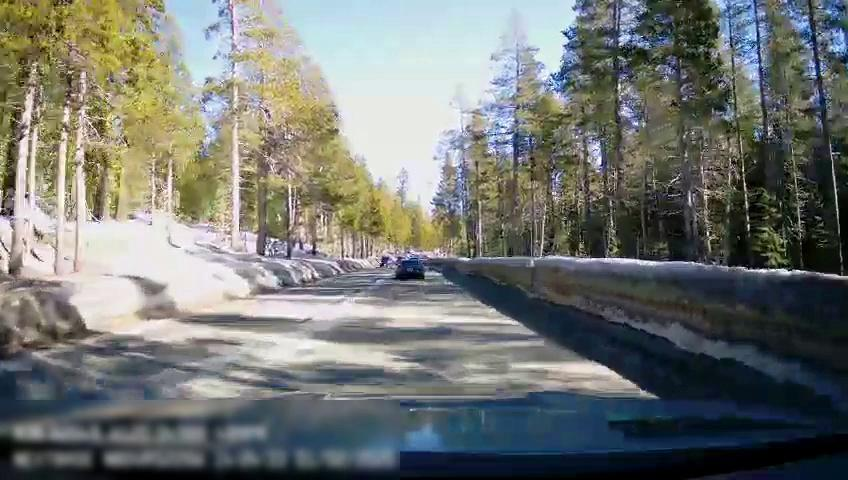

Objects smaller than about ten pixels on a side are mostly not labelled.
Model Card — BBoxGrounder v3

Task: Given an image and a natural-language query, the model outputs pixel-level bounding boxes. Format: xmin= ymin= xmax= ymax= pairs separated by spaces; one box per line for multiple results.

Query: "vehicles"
xmin=379 ymin=254 xmax=393 ymax=267
xmin=395 ymin=253 xmax=427 ymax=280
